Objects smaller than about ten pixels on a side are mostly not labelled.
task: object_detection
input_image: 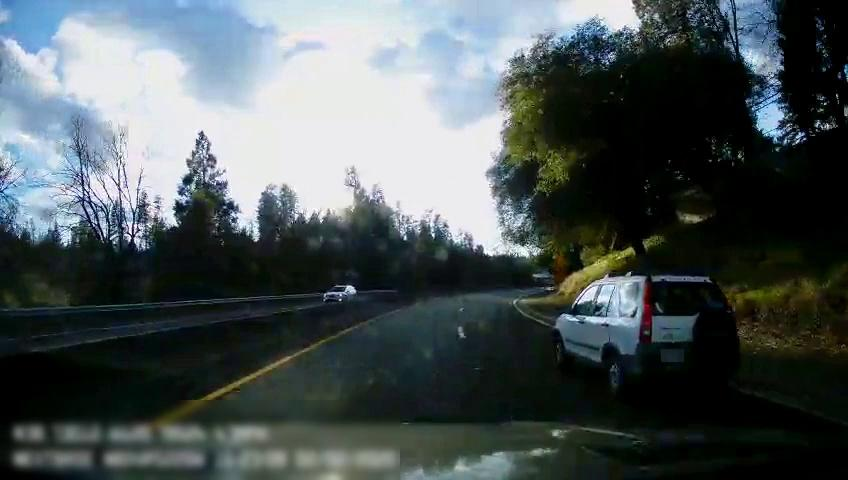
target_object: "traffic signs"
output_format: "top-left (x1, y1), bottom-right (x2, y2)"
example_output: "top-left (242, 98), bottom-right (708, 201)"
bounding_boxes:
top-left (554, 255), bottom-right (567, 270)
top-left (556, 272), bottom-right (567, 282)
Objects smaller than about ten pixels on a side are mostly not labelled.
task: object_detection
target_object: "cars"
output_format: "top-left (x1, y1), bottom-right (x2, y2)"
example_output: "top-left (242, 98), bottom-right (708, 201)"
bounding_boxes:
top-left (324, 284), bottom-right (357, 303)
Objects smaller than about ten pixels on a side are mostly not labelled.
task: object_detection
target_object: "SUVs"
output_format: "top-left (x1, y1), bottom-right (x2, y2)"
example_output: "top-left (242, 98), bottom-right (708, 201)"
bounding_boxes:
top-left (552, 275), bottom-right (740, 404)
